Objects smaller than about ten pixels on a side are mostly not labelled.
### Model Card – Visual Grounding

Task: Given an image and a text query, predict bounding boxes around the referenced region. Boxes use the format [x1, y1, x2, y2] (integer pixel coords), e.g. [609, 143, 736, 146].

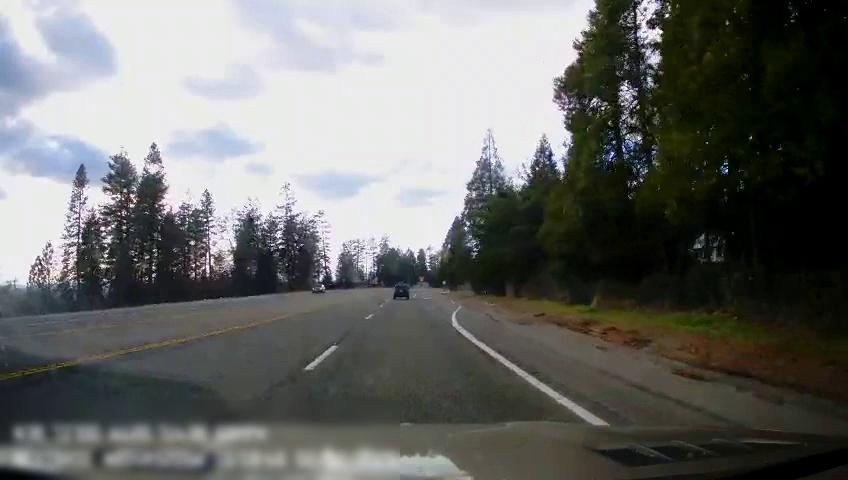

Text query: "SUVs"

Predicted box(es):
[311, 284, 326, 295]
[393, 285, 411, 301]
